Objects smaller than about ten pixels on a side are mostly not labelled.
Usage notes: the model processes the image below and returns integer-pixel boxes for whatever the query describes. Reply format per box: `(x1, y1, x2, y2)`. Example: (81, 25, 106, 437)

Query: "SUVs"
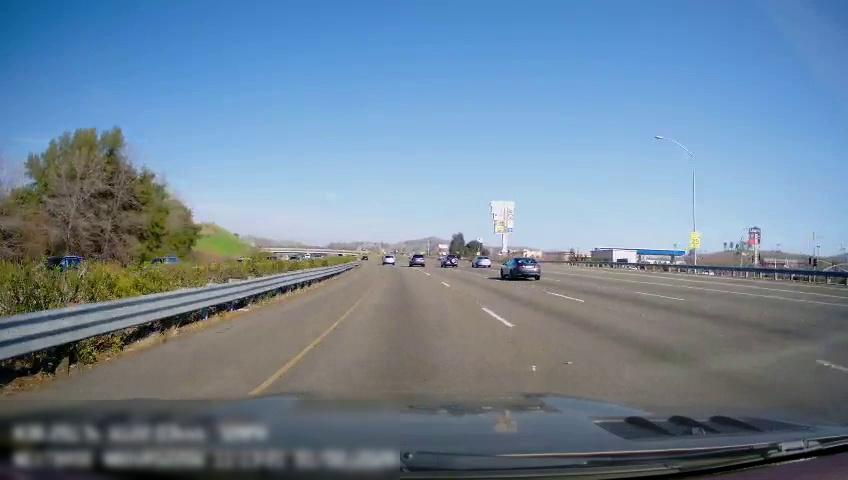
(441, 256, 459, 268)
(407, 254, 425, 268)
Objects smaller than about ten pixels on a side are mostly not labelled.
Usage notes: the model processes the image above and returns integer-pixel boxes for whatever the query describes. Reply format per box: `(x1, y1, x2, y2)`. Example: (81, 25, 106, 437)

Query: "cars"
(150, 256, 177, 264)
(472, 256, 491, 268)
(46, 255, 82, 270)
(382, 254, 395, 266)
(500, 257, 542, 280)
